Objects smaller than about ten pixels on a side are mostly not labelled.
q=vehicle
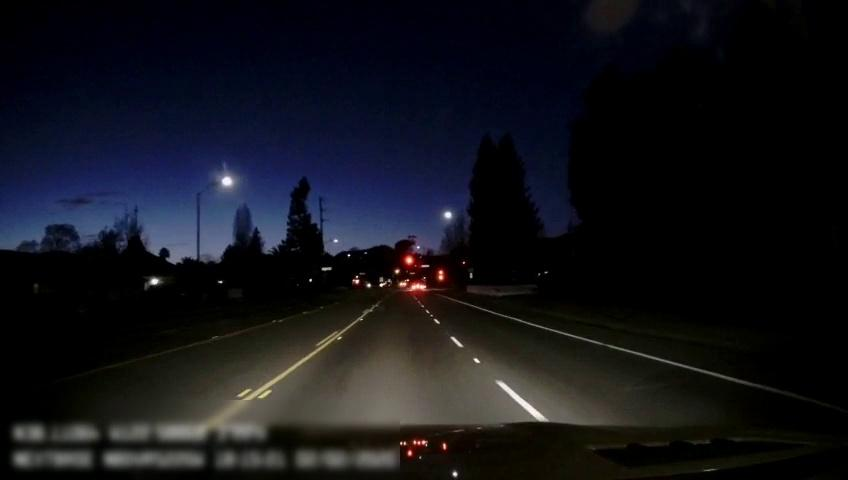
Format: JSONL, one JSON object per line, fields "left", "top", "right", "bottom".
{"left": 410, "top": 281, "right": 427, "bottom": 293}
